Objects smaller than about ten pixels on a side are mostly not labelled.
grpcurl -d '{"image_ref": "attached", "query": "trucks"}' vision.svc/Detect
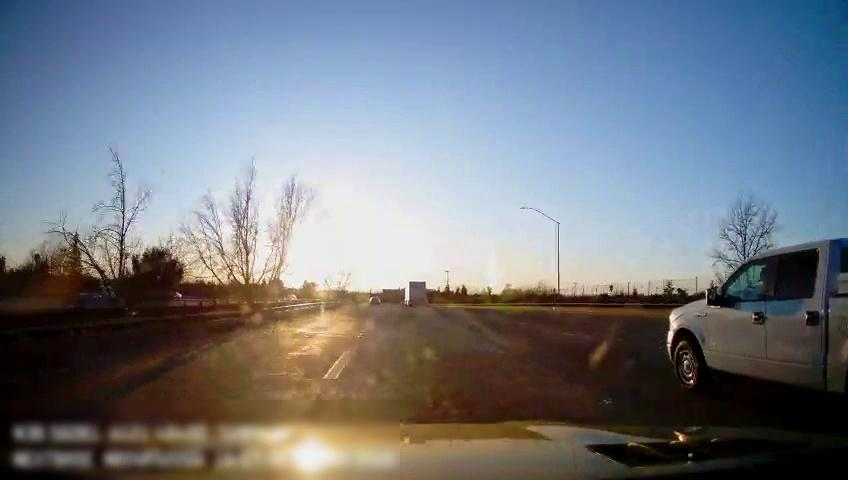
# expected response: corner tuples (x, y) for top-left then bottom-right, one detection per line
(664, 234), (848, 400)
(404, 281), (427, 307)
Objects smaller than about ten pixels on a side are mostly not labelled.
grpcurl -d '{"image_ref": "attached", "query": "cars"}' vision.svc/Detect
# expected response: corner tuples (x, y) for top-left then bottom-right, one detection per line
(369, 296), (380, 305)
